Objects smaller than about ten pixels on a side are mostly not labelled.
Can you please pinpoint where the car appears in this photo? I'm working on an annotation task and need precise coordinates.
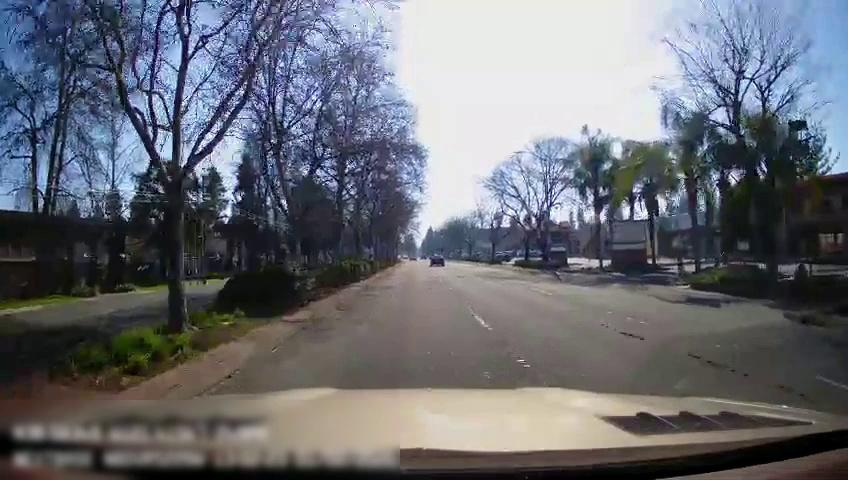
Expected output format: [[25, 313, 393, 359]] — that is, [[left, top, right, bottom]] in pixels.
[[430, 254, 444, 266]]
